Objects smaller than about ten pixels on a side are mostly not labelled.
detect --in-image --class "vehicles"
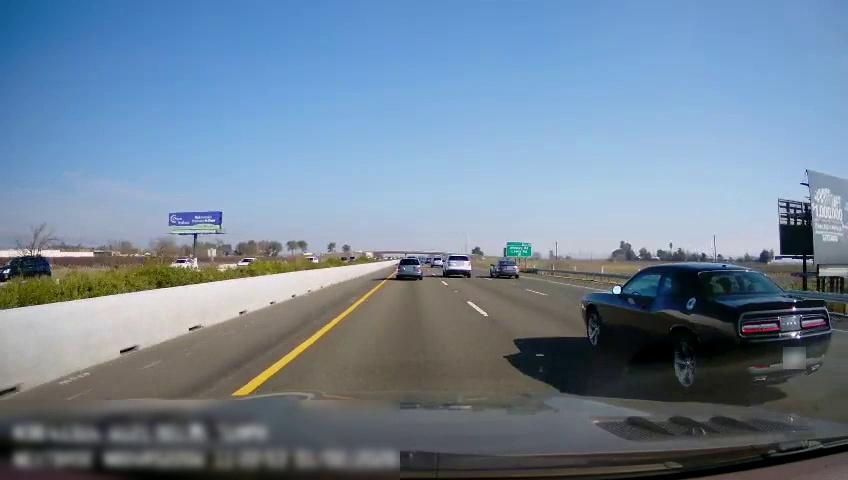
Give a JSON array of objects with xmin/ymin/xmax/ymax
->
[
  {"xmin": 306, "ymin": 257, "xmax": 320, "ymax": 264},
  {"xmin": 488, "ymin": 259, "xmax": 521, "ymax": 279},
  {"xmin": 430, "ymin": 256, "xmax": 444, "ymax": 268},
  {"xmin": 395, "ymin": 257, "xmax": 424, "ymax": 281},
  {"xmin": 169, "ymin": 258, "xmax": 194, "ymax": 267},
  {"xmin": 442, "ymin": 254, "xmax": 473, "ymax": 278},
  {"xmin": 580, "ymin": 261, "xmax": 833, "ymax": 400},
  {"xmin": 0, "ymin": 256, "xmax": 52, "ymax": 282},
  {"xmin": 235, "ymin": 258, "xmax": 256, "ymax": 266}
]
